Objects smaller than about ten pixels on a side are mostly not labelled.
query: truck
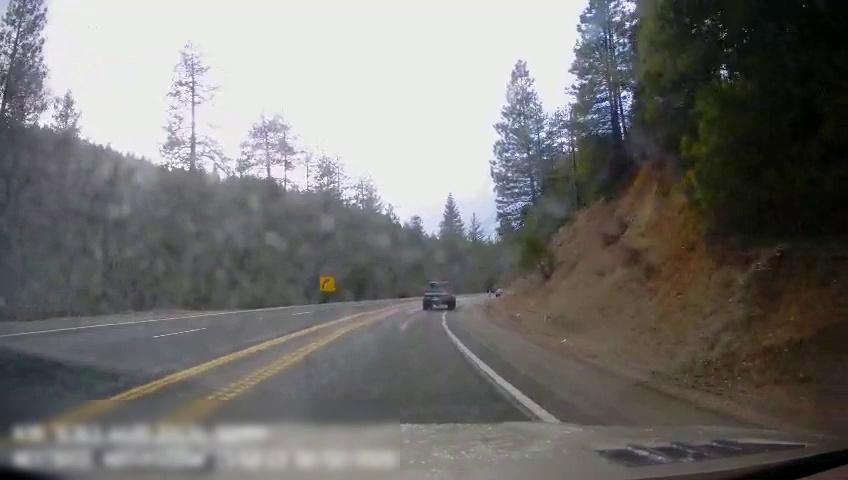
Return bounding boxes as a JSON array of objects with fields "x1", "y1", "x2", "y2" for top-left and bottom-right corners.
[{"x1": 422, "y1": 280, "x2": 456, "y2": 310}]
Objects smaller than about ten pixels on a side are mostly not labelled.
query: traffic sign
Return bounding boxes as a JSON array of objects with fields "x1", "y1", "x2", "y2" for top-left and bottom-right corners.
[{"x1": 319, "y1": 275, "x2": 336, "y2": 292}]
